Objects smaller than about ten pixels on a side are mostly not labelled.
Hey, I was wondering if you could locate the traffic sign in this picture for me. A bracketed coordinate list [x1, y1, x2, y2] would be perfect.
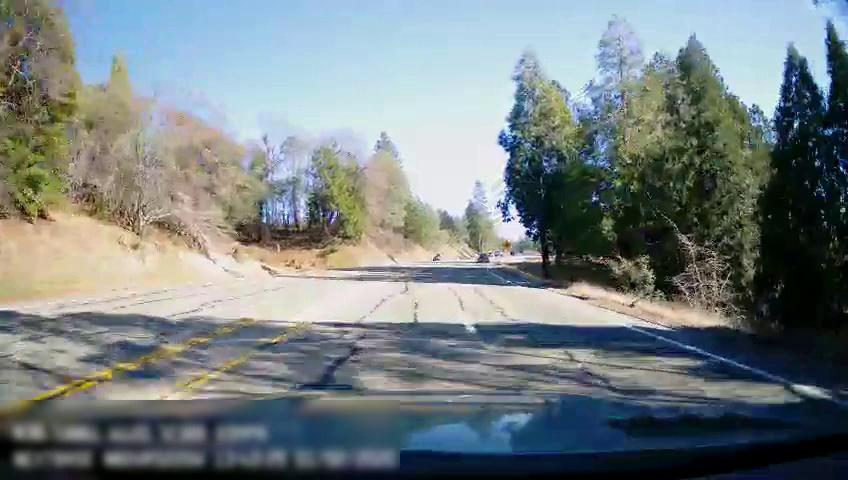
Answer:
[503, 239, 512, 251]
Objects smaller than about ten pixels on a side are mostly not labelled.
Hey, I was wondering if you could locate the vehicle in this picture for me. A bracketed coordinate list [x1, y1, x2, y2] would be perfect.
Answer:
[475, 252, 491, 263]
